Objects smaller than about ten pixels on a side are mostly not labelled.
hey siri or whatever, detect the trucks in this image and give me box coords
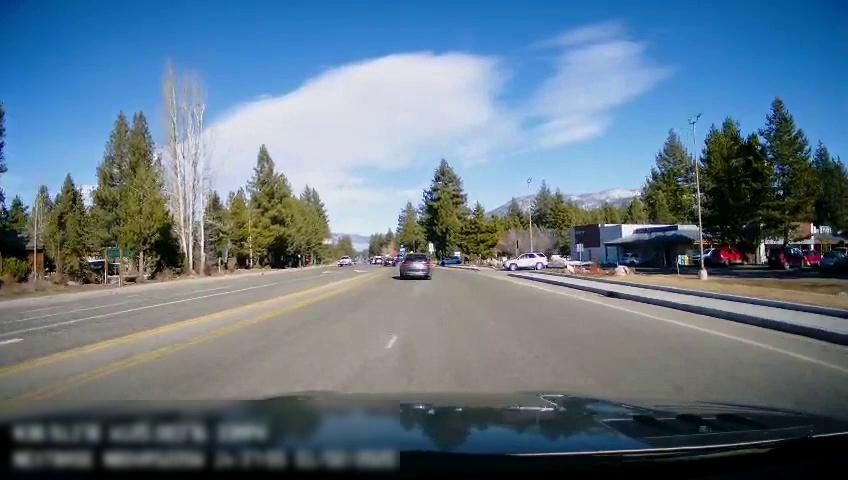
[337,256,353,268]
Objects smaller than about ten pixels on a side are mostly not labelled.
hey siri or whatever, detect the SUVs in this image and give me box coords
[400,253,433,282]
[503,252,548,272]
[768,244,823,270]
[718,246,750,266]
[439,256,461,266]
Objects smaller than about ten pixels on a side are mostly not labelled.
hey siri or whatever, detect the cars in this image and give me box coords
[820,251,848,269]
[616,253,641,268]
[694,248,720,268]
